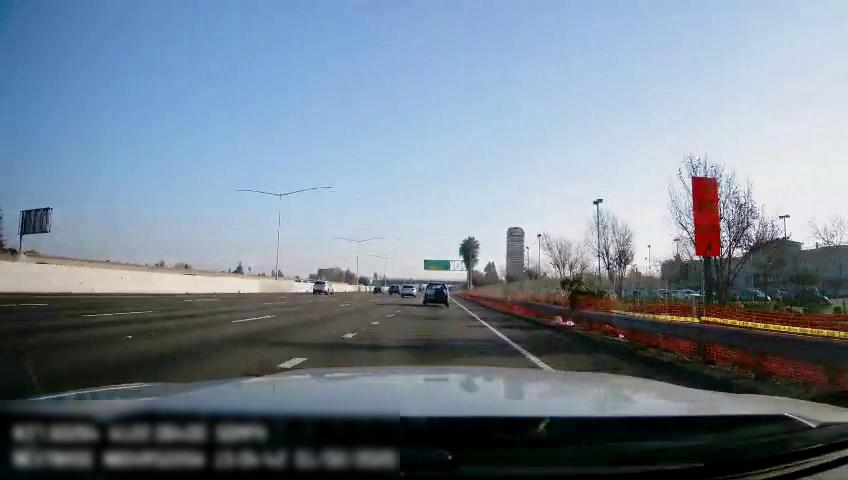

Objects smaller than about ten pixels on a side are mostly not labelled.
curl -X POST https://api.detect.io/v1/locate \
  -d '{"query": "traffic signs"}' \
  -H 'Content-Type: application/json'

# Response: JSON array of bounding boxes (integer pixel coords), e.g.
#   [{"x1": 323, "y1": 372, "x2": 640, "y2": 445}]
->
[{"x1": 424, "y1": 258, "x2": 450, "y2": 271}]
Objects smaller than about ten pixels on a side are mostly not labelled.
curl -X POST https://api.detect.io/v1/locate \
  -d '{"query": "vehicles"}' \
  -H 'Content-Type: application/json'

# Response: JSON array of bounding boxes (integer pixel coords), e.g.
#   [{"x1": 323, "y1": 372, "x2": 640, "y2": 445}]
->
[
  {"x1": 423, "y1": 281, "x2": 450, "y2": 307},
  {"x1": 312, "y1": 280, "x2": 337, "y2": 296},
  {"x1": 373, "y1": 286, "x2": 384, "y2": 294},
  {"x1": 388, "y1": 284, "x2": 400, "y2": 295},
  {"x1": 399, "y1": 283, "x2": 417, "y2": 299}
]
